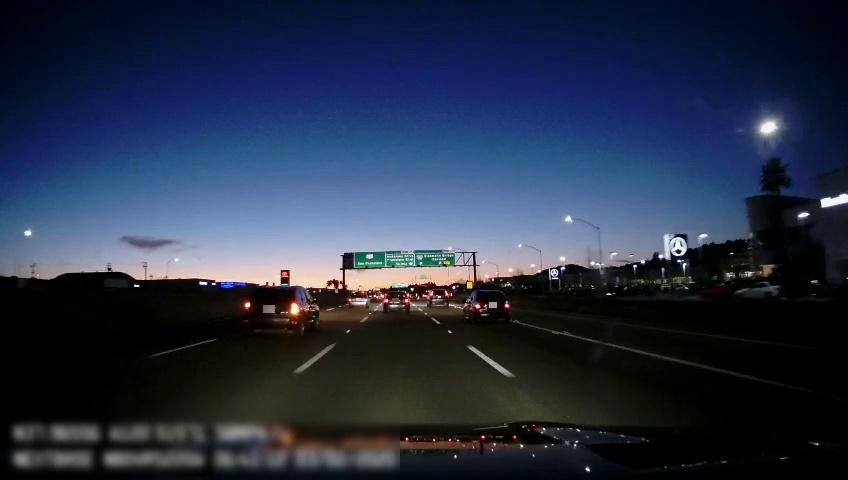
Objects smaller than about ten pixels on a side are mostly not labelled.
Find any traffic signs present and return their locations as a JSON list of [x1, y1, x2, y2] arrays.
[[386, 250, 414, 267], [415, 249, 456, 266], [353, 251, 385, 268]]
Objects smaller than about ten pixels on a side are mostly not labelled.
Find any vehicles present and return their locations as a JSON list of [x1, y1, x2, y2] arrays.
[[577, 287, 617, 300], [427, 289, 449, 307], [462, 289, 511, 324], [243, 285, 320, 339], [734, 281, 781, 300], [349, 292, 370, 308], [703, 281, 739, 299], [383, 290, 410, 312]]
